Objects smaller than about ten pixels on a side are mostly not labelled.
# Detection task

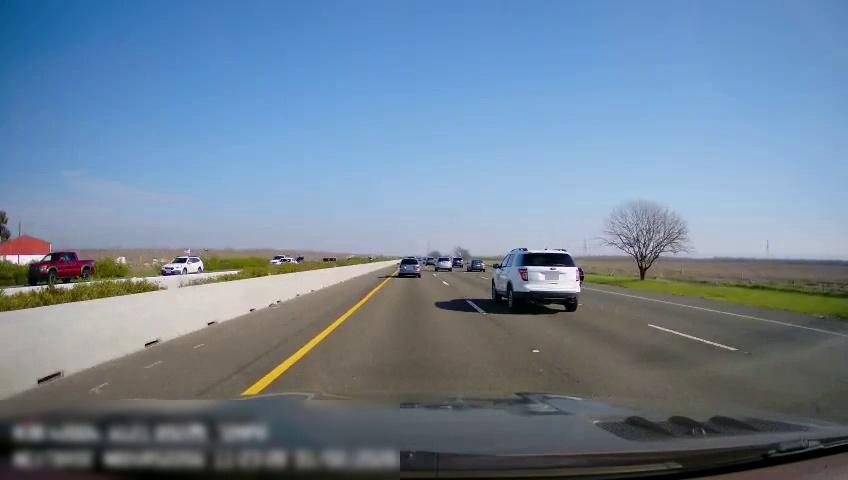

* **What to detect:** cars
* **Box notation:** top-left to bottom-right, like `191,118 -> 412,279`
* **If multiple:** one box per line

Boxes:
466,259 -> 486,273
397,258 -> 422,278
276,258 -> 300,265
579,268 -> 587,283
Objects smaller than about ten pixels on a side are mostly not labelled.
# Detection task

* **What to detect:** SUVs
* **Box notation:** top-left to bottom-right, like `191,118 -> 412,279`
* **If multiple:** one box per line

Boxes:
489,248 -> 581,312
451,256 -> 465,268
161,257 -> 204,277
269,255 -> 285,265
434,256 -> 453,272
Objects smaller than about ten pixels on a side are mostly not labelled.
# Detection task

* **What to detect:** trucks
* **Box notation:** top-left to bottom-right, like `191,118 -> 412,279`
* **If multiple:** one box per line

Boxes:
27,252 -> 95,286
